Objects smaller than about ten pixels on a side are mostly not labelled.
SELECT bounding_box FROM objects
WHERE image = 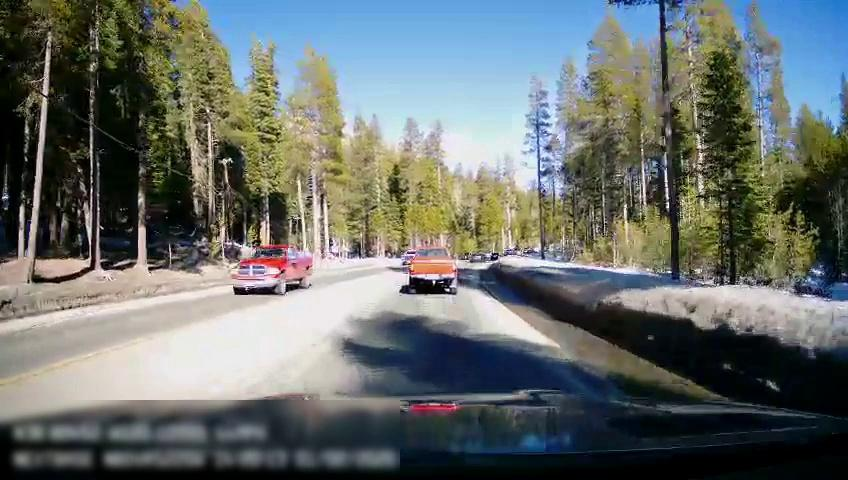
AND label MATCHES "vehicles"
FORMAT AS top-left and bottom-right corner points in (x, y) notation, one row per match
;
(407, 246), (457, 296)
(401, 248), (416, 266)
(469, 251), (487, 264)
(228, 244), (315, 298)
